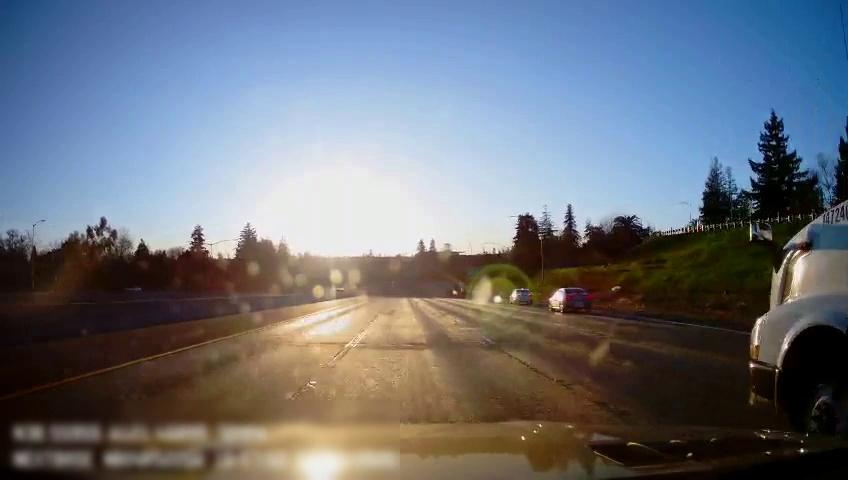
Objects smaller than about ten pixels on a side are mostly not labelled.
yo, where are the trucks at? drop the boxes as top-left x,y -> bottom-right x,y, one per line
746,197 -> 848,433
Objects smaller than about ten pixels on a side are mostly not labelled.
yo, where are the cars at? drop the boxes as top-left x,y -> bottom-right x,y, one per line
509,287 -> 532,305
547,287 -> 594,314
